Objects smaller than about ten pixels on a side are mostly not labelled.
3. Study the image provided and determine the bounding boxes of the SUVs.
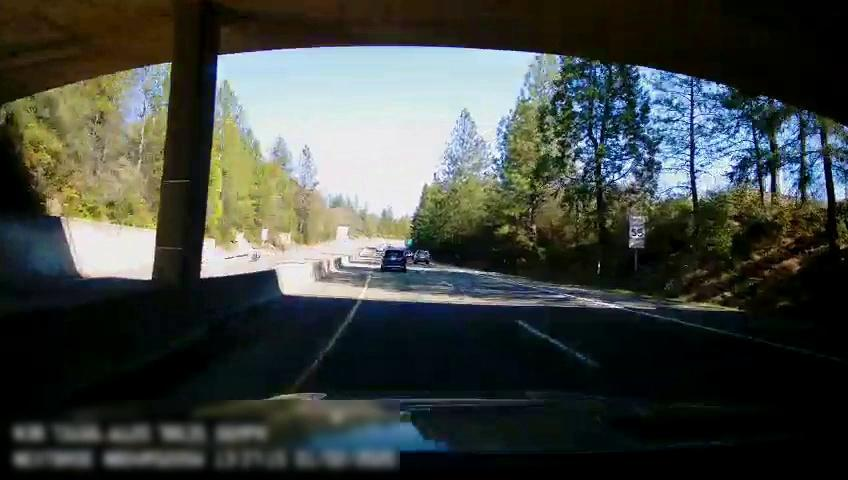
[412,250,430,265]
[381,250,407,271]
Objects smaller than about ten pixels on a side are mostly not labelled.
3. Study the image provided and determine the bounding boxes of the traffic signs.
[337,225,348,239]
[629,215,648,248]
